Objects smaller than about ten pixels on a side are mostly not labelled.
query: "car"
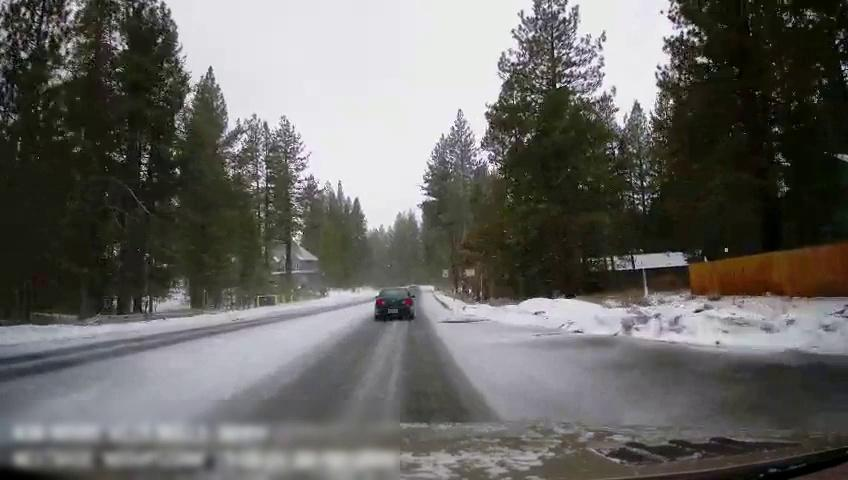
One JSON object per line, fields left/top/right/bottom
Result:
{"left": 374, "top": 286, "right": 416, "bottom": 321}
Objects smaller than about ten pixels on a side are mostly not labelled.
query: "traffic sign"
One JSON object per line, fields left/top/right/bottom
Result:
{"left": 463, "top": 267, "right": 476, "bottom": 279}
